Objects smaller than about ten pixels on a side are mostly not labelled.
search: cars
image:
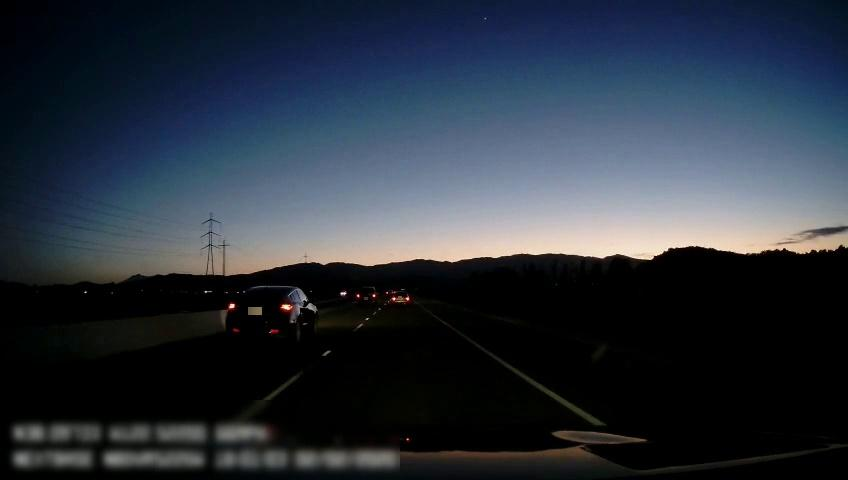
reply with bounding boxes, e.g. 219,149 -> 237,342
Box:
226,285 -> 320,348
355,287 -> 377,304
390,289 -> 409,305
